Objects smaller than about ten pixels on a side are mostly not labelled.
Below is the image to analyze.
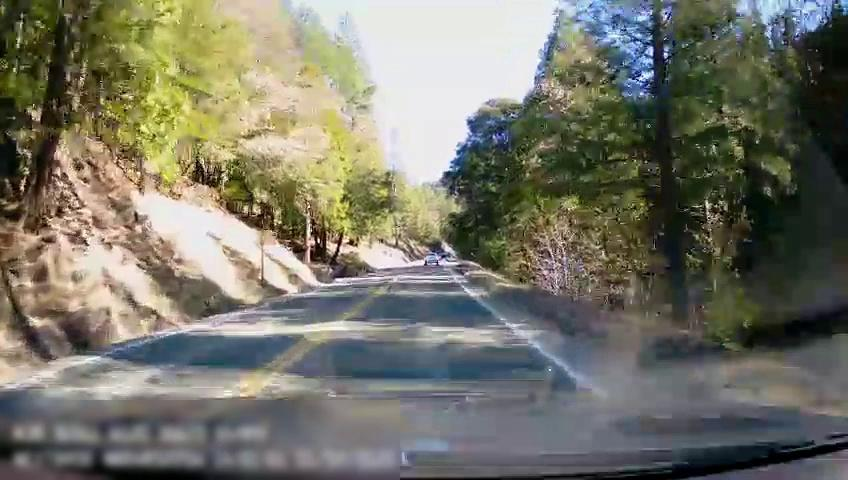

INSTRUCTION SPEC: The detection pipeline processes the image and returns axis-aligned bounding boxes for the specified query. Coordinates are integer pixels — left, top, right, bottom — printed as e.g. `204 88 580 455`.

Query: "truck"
424 253 440 266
